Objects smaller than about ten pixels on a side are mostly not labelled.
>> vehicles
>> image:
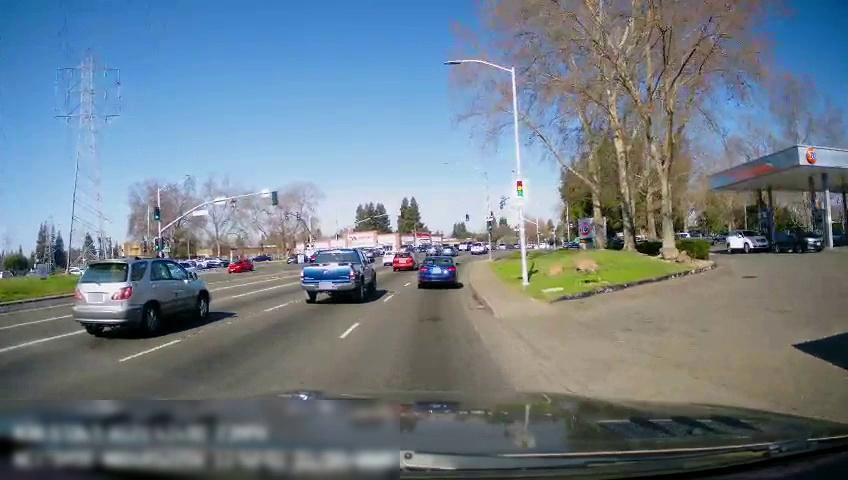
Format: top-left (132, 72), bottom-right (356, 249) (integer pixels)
top-left (417, 256), bottom-right (456, 287)
top-left (442, 245), bottom-right (459, 257)
top-left (470, 241), bottom-right (488, 255)
top-left (252, 256), bottom-right (272, 262)
top-left (382, 250), bottom-right (399, 267)
top-left (300, 247), bottom-right (376, 305)
top-left (426, 246), bottom-right (439, 257)
top-left (68, 267), bottom-right (80, 274)
top-left (204, 256), bottom-right (230, 269)
top-left (71, 256), bottom-right (212, 337)
top-left (458, 242), bottom-right (469, 251)
top-left (176, 261), bottom-right (201, 279)
top-left (392, 251), bottom-right (416, 272)
top-left (227, 258), bottom-right (255, 274)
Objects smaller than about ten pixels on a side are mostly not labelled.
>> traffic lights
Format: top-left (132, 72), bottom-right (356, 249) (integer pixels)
top-left (486, 219), bottom-right (493, 233)
top-left (516, 179), bottom-right (525, 199)
top-left (271, 190), bottom-right (278, 205)
top-left (153, 206), bottom-right (161, 219)
top-left (154, 237), bottom-right (160, 250)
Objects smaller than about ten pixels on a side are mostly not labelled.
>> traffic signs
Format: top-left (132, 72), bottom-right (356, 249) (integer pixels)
top-left (216, 197), bottom-right (228, 205)
top-left (192, 209), bottom-right (208, 216)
